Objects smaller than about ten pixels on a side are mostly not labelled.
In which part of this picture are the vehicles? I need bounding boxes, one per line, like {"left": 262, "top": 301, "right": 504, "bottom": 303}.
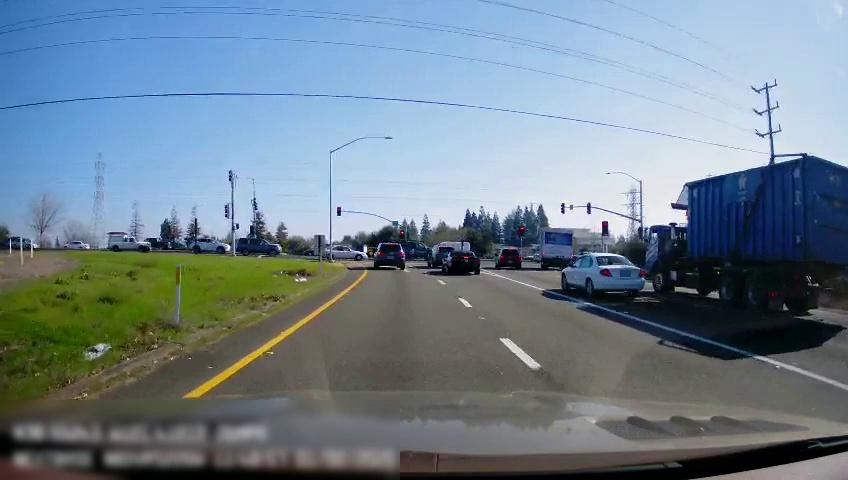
{"left": 441, "top": 241, "right": 470, "bottom": 251}
{"left": 643, "top": 154, "right": 848, "bottom": 315}
{"left": 7, "top": 238, "right": 41, "bottom": 251}
{"left": 539, "top": 227, "right": 575, "bottom": 272}
{"left": 143, "top": 237, "right": 175, "bottom": 250}
{"left": 62, "top": 240, "right": 90, "bottom": 251}
{"left": 560, "top": 253, "right": 647, "bottom": 300}
{"left": 494, "top": 248, "right": 523, "bottom": 271}
{"left": 108, "top": 236, "right": 154, "bottom": 253}
{"left": 398, "top": 240, "right": 433, "bottom": 259}
{"left": 238, "top": 237, "right": 281, "bottom": 257}
{"left": 425, "top": 244, "right": 452, "bottom": 269}
{"left": 440, "top": 249, "right": 482, "bottom": 276}
{"left": 191, "top": 237, "right": 231, "bottom": 255}
{"left": 372, "top": 241, "right": 406, "bottom": 271}
{"left": 319, "top": 244, "right": 369, "bottom": 263}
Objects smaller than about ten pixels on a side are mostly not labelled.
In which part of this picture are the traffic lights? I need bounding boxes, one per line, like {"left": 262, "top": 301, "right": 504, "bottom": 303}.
{"left": 602, "top": 221, "right": 609, "bottom": 236}
{"left": 336, "top": 206, "right": 342, "bottom": 217}
{"left": 561, "top": 202, "right": 566, "bottom": 214}
{"left": 253, "top": 198, "right": 258, "bottom": 210}
{"left": 519, "top": 226, "right": 527, "bottom": 237}
{"left": 585, "top": 201, "right": 592, "bottom": 215}
{"left": 227, "top": 170, "right": 232, "bottom": 183}
{"left": 224, "top": 204, "right": 229, "bottom": 218}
